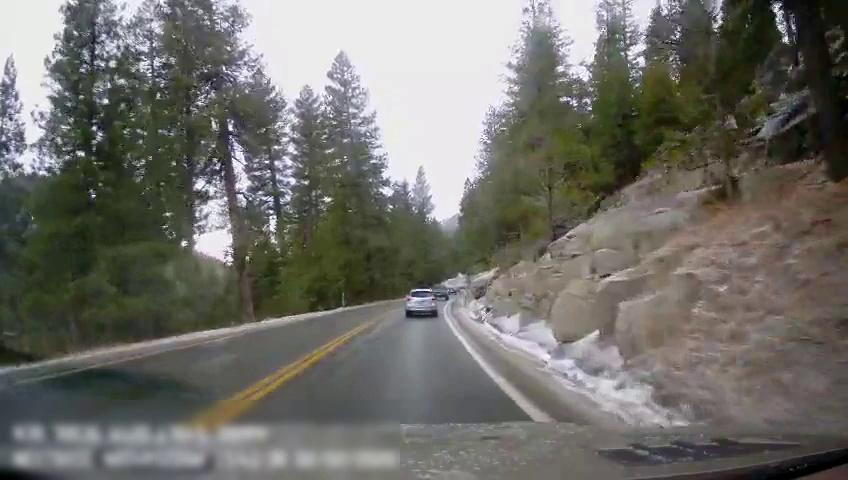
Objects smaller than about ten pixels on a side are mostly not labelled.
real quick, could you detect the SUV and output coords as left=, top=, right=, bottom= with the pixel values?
left=404, top=289, right=437, bottom=318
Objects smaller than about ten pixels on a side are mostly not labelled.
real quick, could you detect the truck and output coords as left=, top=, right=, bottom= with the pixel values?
left=430, top=285, right=450, bottom=301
